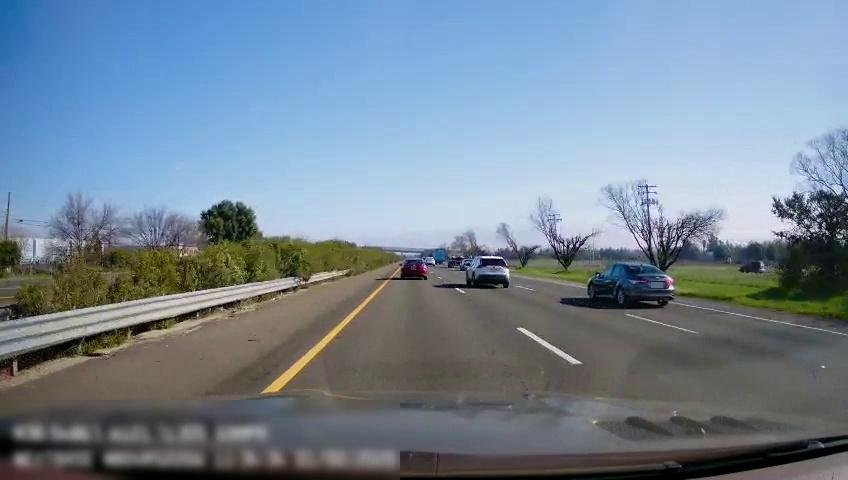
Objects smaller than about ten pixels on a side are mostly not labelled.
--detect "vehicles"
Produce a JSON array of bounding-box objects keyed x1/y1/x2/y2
[
  {"x1": 397, "y1": 257, "x2": 429, "y2": 281},
  {"x1": 587, "y1": 262, "x2": 675, "y2": 308},
  {"x1": 423, "y1": 257, "x2": 435, "y2": 266},
  {"x1": 447, "y1": 257, "x2": 464, "y2": 268},
  {"x1": 459, "y1": 258, "x2": 473, "y2": 272},
  {"x1": 432, "y1": 249, "x2": 447, "y2": 264},
  {"x1": 738, "y1": 260, "x2": 765, "y2": 274},
  {"x1": 465, "y1": 255, "x2": 510, "y2": 288}
]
